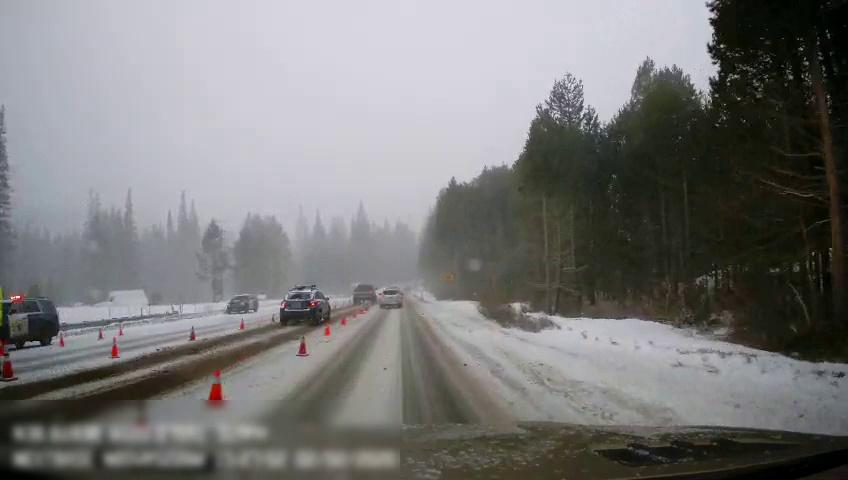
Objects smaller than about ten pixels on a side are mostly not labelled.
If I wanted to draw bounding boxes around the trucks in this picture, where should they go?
[352,283,379,305]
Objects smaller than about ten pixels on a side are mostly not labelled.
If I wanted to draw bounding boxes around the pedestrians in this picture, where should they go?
[0,285,3,326]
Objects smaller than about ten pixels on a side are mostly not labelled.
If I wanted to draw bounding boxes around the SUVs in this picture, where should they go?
[225,294,259,314]
[278,283,331,327]
[0,294,60,350]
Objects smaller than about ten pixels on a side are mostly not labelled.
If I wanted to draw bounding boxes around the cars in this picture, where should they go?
[378,288,405,309]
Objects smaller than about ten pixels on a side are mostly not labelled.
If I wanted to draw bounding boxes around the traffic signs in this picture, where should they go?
[444,271,454,282]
